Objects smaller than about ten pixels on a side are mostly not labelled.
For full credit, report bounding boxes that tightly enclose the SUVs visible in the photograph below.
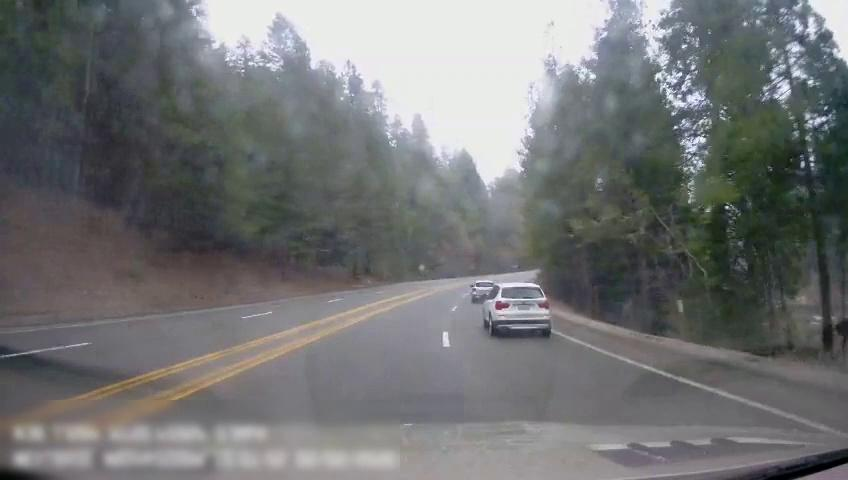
[479,282,551,336]
[469,280,495,302]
